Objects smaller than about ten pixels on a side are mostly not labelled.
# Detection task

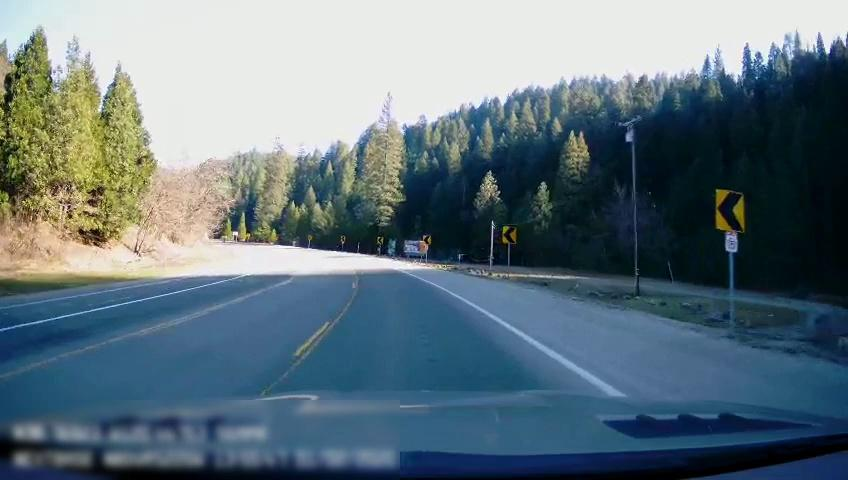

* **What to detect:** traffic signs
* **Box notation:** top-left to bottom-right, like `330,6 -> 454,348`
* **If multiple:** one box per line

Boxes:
715,189 -> 746,232
501,224 -> 518,244
422,235 -> 432,246
725,232 -> 739,252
